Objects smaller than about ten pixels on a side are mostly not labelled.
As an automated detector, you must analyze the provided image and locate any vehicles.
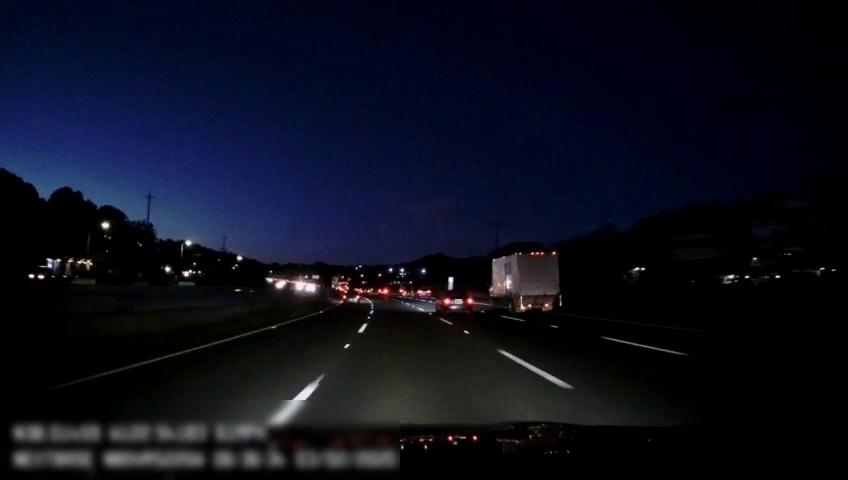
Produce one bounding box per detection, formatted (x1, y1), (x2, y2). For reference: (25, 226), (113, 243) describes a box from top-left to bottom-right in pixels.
(377, 286), (391, 298)
(343, 289), (362, 305)
(414, 287), (432, 301)
(24, 266), (59, 286)
(487, 250), (560, 315)
(436, 290), (472, 316)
